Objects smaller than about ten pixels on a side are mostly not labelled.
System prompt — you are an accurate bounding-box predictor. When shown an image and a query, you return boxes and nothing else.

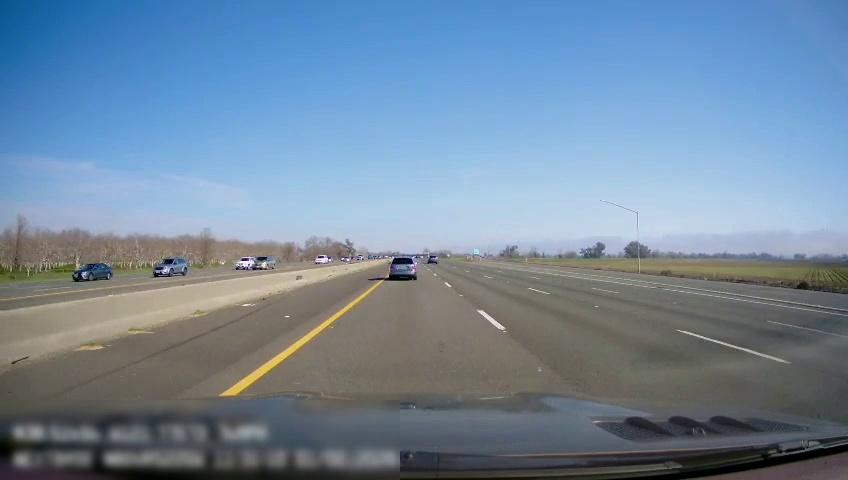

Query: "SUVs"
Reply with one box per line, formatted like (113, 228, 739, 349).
(389, 256, 417, 280)
(153, 258, 189, 277)
(251, 256, 276, 271)
(236, 257, 255, 270)
(315, 254, 329, 264)
(427, 256, 438, 265)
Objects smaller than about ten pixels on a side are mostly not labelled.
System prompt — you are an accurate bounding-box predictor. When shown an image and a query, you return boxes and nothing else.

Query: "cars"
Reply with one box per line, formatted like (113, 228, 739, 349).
(72, 263, 113, 282)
